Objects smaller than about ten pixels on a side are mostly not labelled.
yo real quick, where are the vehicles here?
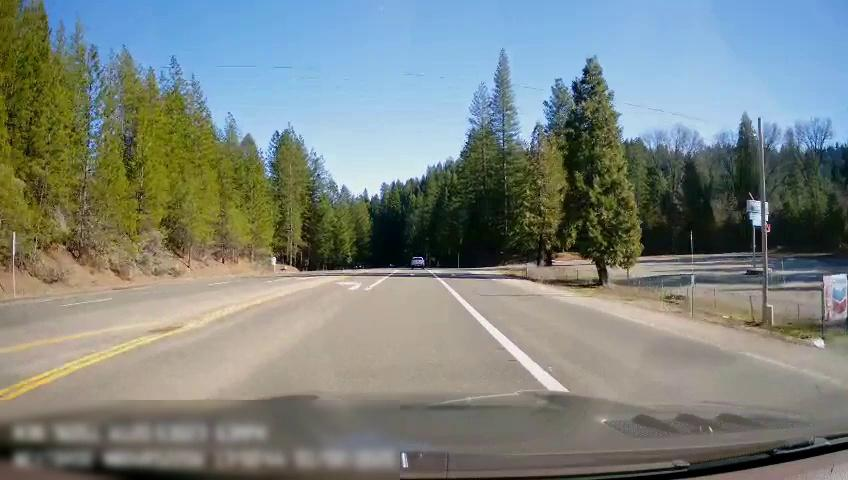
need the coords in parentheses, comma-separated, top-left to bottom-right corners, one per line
(354, 263, 365, 270)
(411, 256, 426, 269)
